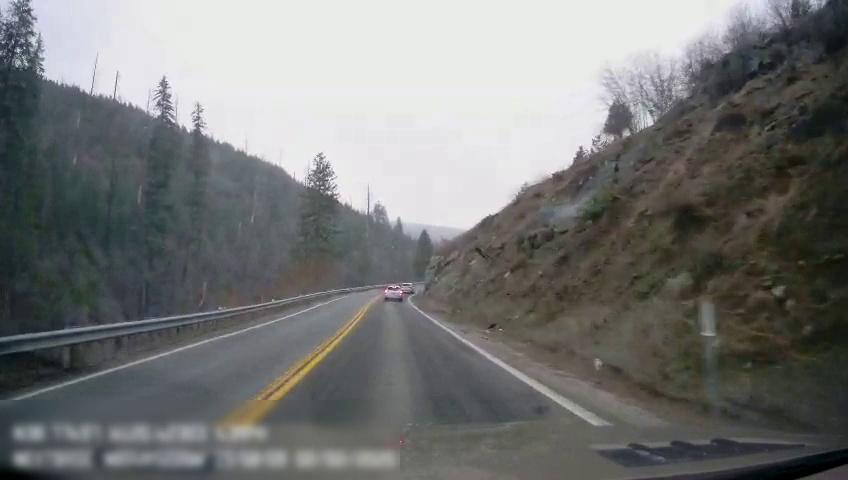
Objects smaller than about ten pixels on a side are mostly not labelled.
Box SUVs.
[400,283,415,294]
[384,286,403,302]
